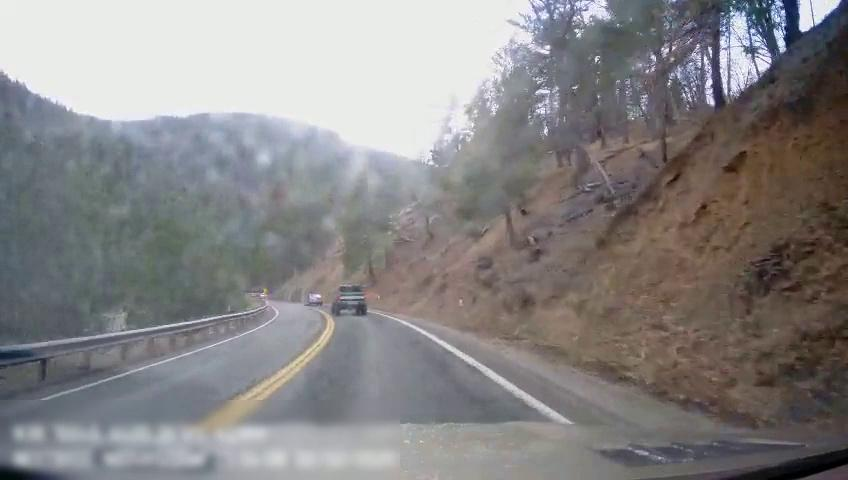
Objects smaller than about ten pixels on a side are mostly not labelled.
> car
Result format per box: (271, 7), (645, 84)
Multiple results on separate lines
(304, 293), (323, 307)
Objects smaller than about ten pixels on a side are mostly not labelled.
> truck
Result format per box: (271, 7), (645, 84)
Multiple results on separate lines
(330, 284), (368, 316)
